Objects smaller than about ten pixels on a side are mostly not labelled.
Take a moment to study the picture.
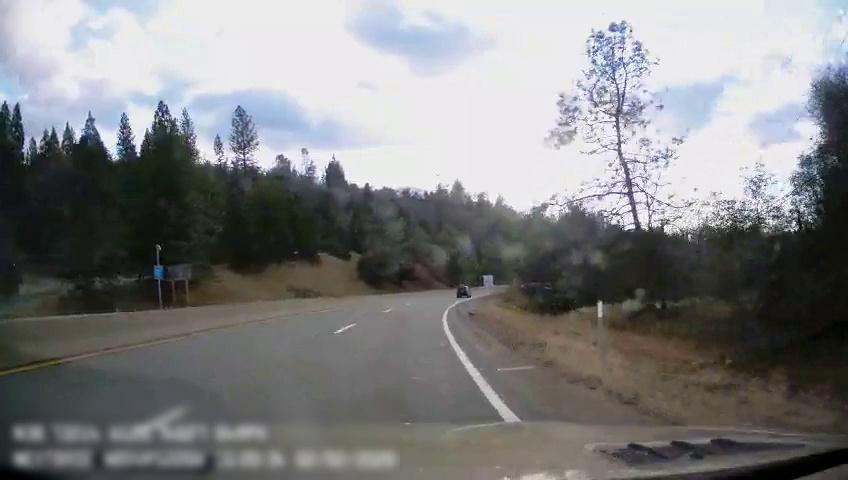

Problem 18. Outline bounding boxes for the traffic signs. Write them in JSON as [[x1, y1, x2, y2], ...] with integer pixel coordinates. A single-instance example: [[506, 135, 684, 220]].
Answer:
[[153, 265, 164, 280], [483, 274, 494, 287]]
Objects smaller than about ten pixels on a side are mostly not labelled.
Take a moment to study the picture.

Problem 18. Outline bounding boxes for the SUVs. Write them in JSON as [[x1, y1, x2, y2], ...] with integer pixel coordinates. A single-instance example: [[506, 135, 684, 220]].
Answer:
[[456, 286, 472, 299]]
